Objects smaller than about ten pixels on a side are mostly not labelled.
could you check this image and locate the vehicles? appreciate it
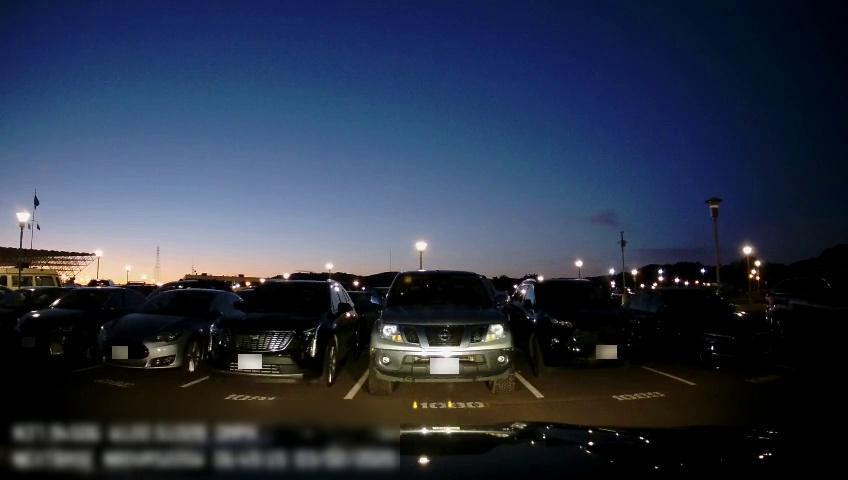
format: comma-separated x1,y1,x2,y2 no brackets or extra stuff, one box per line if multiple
94,288,244,380
367,268,518,399
85,279,114,288
500,277,639,380
203,278,362,391
764,275,848,337
10,286,151,360
0,266,64,291
0,285,15,298
619,287,784,374
0,286,78,336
